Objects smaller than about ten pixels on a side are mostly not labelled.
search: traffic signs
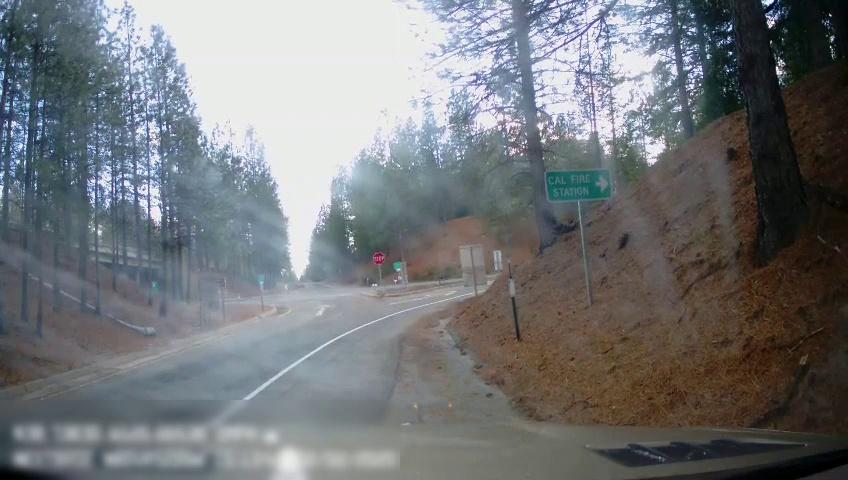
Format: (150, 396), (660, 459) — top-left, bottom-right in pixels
(372, 250), (386, 265)
(543, 168), (614, 203)
(392, 261), (406, 270)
